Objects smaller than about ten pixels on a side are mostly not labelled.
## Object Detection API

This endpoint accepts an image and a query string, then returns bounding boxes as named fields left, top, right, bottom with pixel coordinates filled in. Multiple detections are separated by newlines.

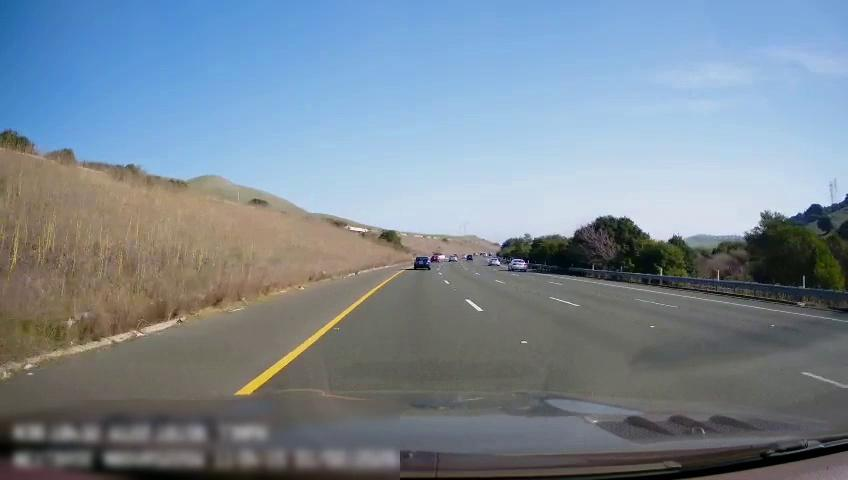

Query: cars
left=487, top=257, right=500, bottom=266
left=507, top=258, right=528, bottom=272
left=448, top=253, right=459, bottom=262
left=413, top=255, right=431, bottom=270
